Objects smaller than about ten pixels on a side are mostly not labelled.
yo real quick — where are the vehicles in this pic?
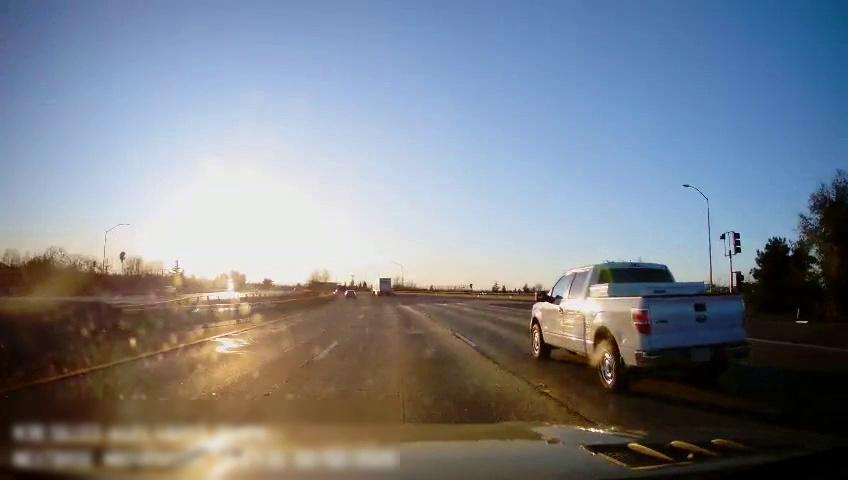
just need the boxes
[528,261,751,391]
[345,289,356,298]
[153,285,178,298]
[371,277,393,297]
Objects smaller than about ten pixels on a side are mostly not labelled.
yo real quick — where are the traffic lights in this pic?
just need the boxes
[735,231,743,254]
[736,271,746,294]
